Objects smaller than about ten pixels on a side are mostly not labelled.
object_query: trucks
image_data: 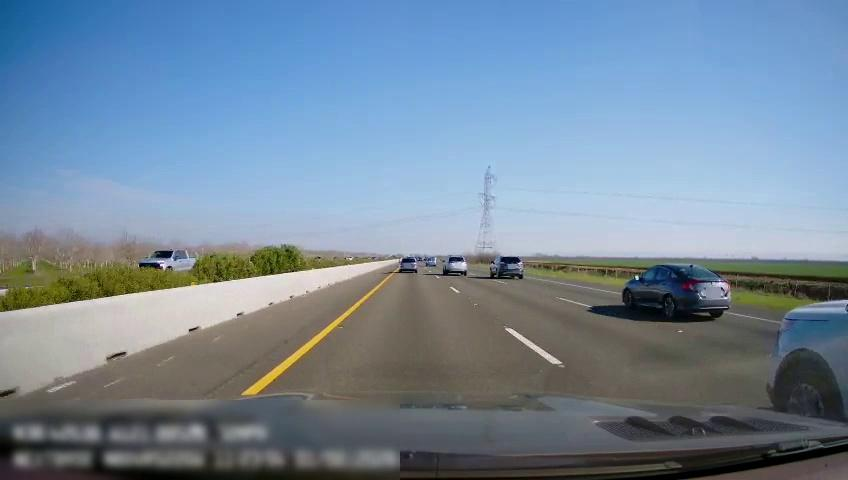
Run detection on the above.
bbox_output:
[136,249,198,273]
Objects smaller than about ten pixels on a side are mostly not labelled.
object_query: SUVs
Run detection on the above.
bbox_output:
[765,299,848,426]
[443,256,469,277]
[489,255,524,280]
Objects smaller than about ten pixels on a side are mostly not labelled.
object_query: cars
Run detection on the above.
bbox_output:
[622,262,730,320]
[399,257,418,274]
